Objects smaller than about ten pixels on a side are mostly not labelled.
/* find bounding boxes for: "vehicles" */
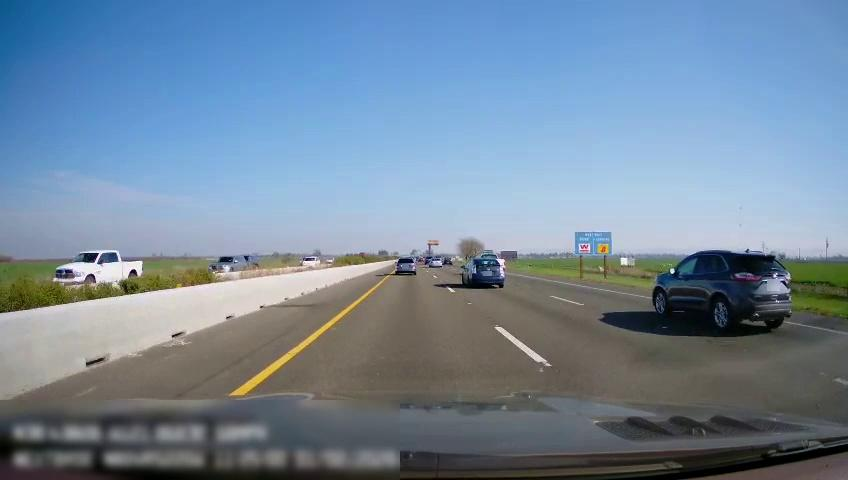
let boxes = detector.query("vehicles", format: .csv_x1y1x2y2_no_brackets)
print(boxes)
483,250,494,255
482,254,505,269
52,250,144,285
460,257,505,288
650,252,792,332
301,256,322,267
244,255,262,271
429,257,444,269
208,255,248,273
394,257,416,276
